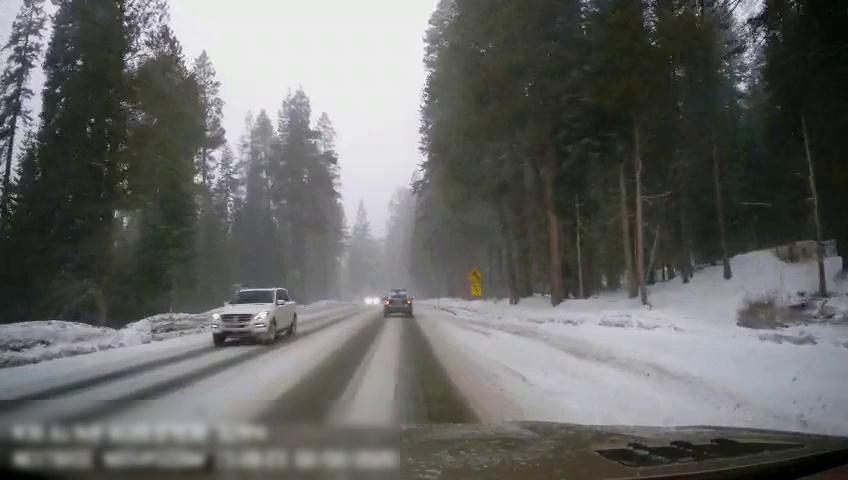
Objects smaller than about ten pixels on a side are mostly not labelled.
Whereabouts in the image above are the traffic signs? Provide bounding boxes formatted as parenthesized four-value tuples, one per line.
(470, 284, 483, 297)
(469, 267, 483, 284)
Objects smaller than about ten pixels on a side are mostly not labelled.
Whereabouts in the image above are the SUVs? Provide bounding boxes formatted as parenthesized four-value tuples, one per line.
(381, 288, 415, 317)
(210, 287, 298, 346)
